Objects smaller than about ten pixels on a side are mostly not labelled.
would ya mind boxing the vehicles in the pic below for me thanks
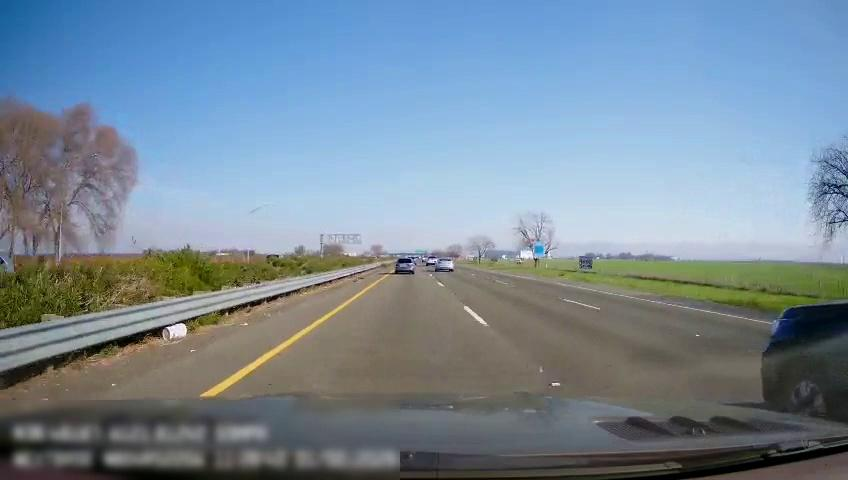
[395,258,414,275]
[425,257,437,267]
[760,302,848,427]
[0,254,13,273]
[433,257,454,273]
